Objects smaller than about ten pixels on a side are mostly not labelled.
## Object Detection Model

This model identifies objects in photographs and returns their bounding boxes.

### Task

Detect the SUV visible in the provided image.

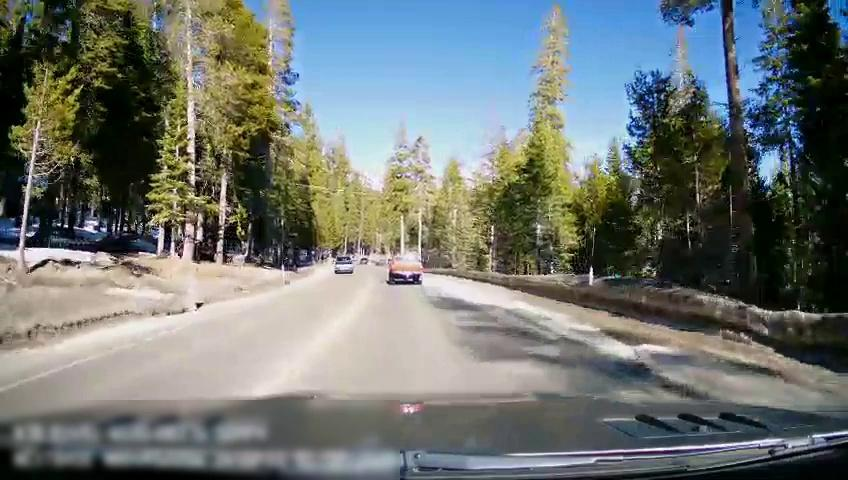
[333,255,355,275]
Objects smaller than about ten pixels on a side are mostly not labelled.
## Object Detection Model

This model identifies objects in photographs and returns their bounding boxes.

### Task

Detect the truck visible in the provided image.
[387,253,423,285]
